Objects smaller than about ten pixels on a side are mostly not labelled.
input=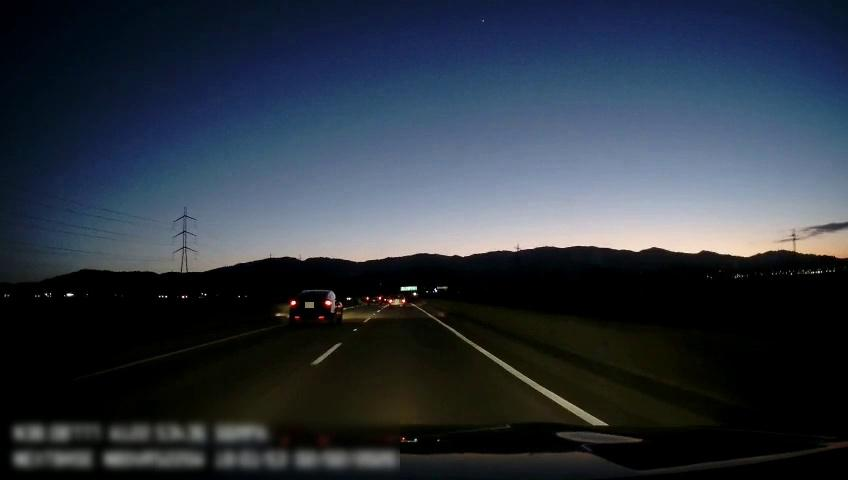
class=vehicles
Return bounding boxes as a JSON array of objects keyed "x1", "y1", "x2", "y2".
[
  {"x1": 289, "y1": 289, "x2": 343, "y2": 329},
  {"x1": 388, "y1": 293, "x2": 407, "y2": 307},
  {"x1": 364, "y1": 291, "x2": 382, "y2": 306}
]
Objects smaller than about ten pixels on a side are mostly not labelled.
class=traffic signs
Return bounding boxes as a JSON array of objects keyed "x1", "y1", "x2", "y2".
[{"x1": 399, "y1": 286, "x2": 417, "y2": 292}]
